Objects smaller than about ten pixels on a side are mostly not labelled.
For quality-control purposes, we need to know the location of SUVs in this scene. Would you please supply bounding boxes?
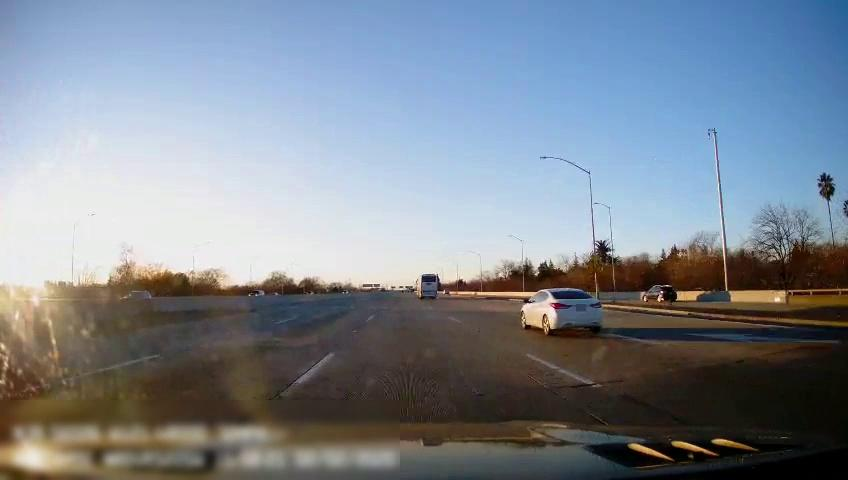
[121,290,152,300]
[248,289,265,297]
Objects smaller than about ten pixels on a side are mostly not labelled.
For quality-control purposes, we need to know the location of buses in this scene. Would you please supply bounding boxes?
[416,273,439,300]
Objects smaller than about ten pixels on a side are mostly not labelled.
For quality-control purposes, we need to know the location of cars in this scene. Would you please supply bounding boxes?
[519,287,602,337]
[642,285,677,303]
